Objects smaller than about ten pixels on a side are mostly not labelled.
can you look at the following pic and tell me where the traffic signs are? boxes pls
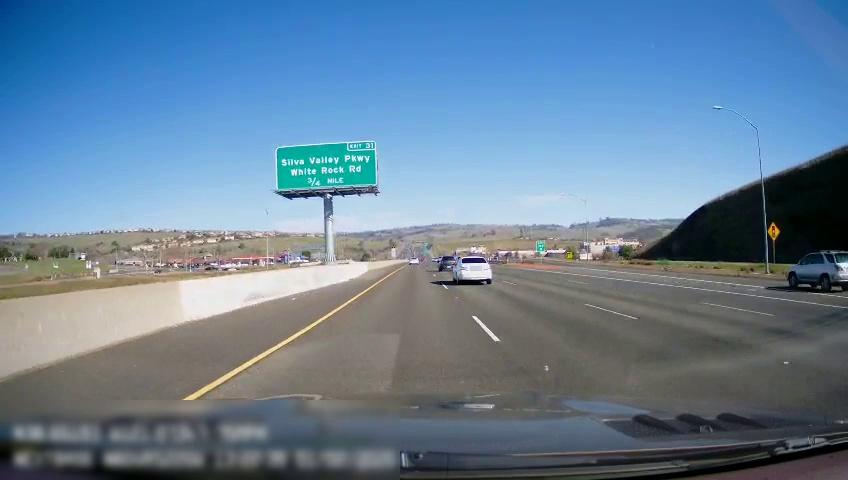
[535,239,546,253]
[767,222,781,241]
[274,140,378,188]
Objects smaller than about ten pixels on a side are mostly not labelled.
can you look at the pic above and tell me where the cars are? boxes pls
[438,256,457,272]
[453,255,492,284]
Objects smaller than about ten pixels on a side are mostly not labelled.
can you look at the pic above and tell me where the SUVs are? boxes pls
[408,256,419,265]
[787,250,848,292]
